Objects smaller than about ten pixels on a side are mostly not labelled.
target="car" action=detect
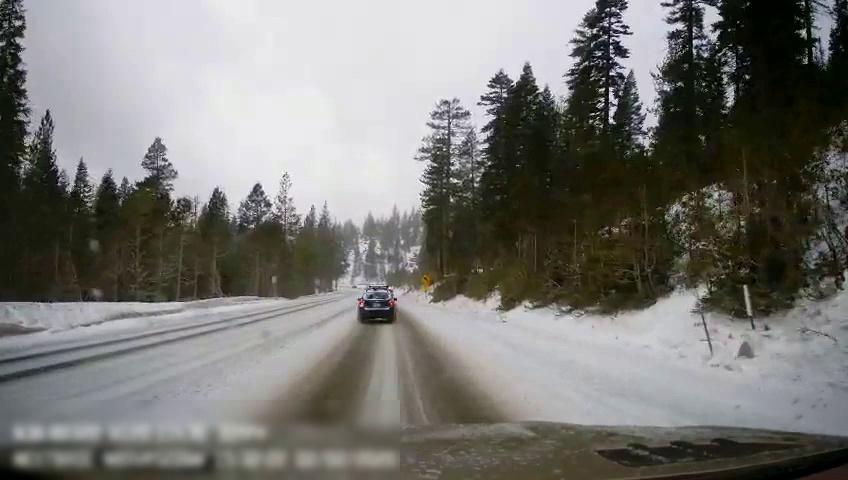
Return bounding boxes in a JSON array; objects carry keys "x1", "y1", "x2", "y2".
[{"x1": 356, "y1": 284, "x2": 398, "y2": 326}]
